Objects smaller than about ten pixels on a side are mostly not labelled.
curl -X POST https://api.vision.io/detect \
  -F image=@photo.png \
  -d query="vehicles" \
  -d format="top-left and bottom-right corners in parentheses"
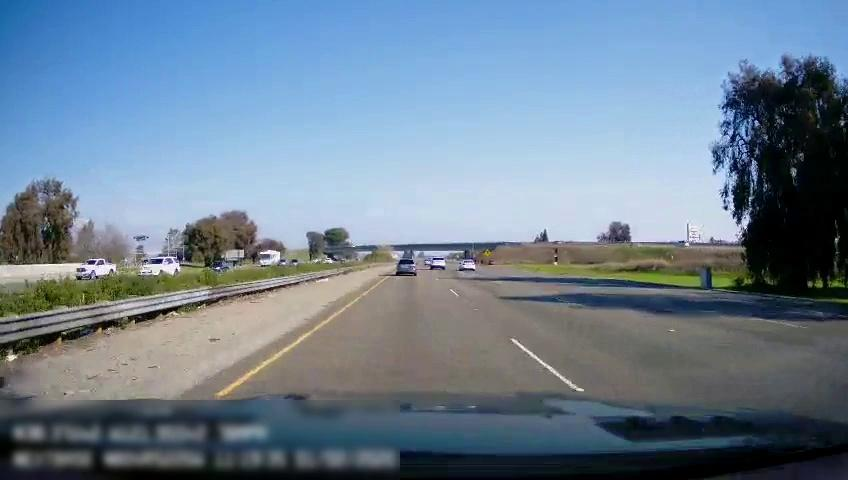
top-left (429, 256), bottom-right (446, 270)
top-left (209, 260), bottom-right (230, 274)
top-left (458, 259), bottom-right (476, 272)
top-left (136, 256), bottom-right (181, 279)
top-left (259, 249), bottom-right (281, 268)
top-left (288, 258), bottom-right (302, 267)
top-left (673, 240), bottom-right (690, 249)
top-left (424, 257), bottom-right (434, 266)
top-left (75, 258), bottom-right (117, 281)
top-left (485, 259), bottom-right (496, 266)
top-left (395, 258), bottom-right (417, 276)
top-left (277, 258), bottom-right (290, 267)
top-left (322, 257), bottom-right (334, 265)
